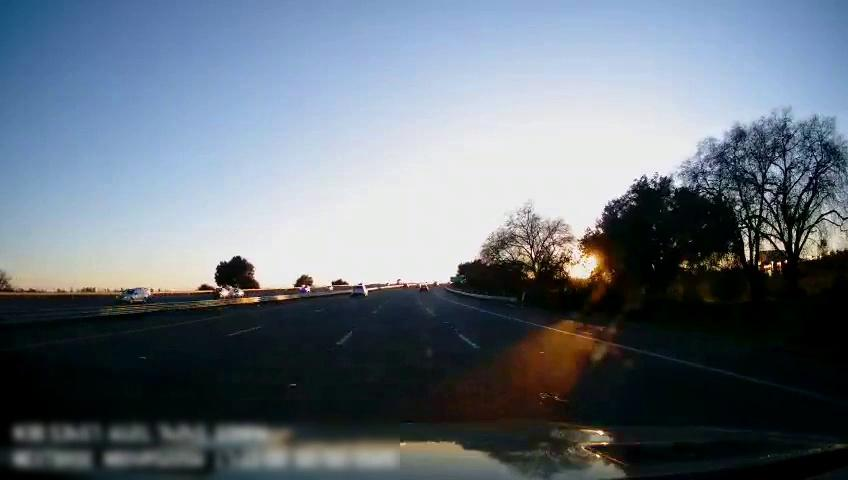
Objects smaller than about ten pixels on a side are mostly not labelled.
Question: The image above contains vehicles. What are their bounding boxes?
[299,285,311,293]
[118,289,149,305]
[419,284,429,292]
[214,287,232,298]
[352,284,369,297]
[229,288,244,298]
